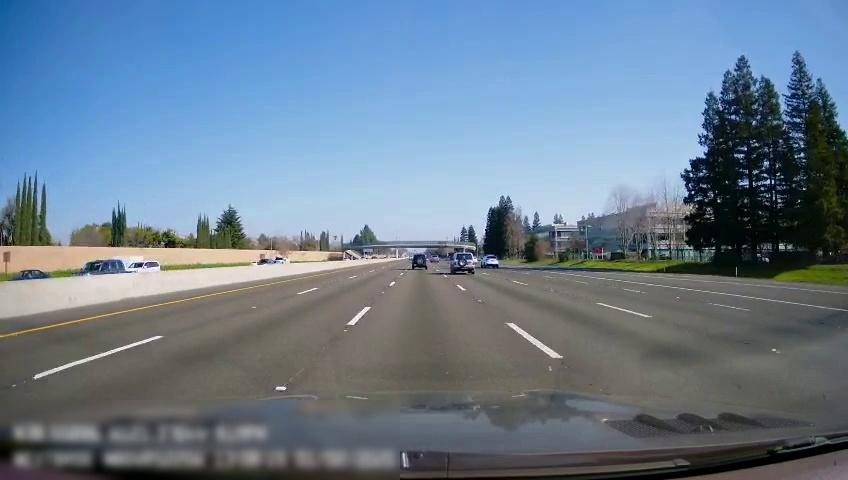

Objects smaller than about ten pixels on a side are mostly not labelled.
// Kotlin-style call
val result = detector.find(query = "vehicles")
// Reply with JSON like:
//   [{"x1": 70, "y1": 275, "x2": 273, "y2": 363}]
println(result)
[
  {"x1": 481, "y1": 255, "x2": 500, "y2": 268},
  {"x1": 273, "y1": 256, "x2": 289, "y2": 265},
  {"x1": 125, "y1": 261, "x2": 161, "y2": 273},
  {"x1": 8, "y1": 269, "x2": 50, "y2": 281},
  {"x1": 450, "y1": 252, "x2": 475, "y2": 274},
  {"x1": 71, "y1": 259, "x2": 126, "y2": 277},
  {"x1": 411, "y1": 253, "x2": 427, "y2": 270},
  {"x1": 256, "y1": 258, "x2": 273, "y2": 265}
]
